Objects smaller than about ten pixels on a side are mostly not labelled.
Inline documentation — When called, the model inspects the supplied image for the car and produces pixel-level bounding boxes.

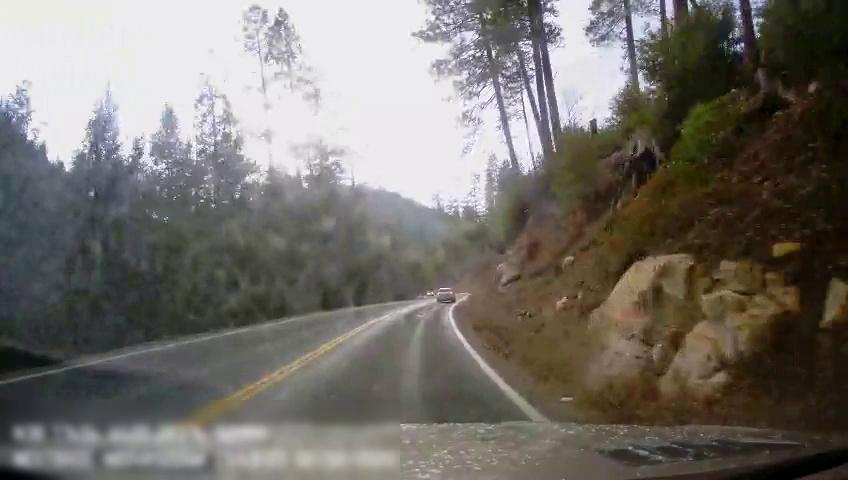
[436,287,456,303]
